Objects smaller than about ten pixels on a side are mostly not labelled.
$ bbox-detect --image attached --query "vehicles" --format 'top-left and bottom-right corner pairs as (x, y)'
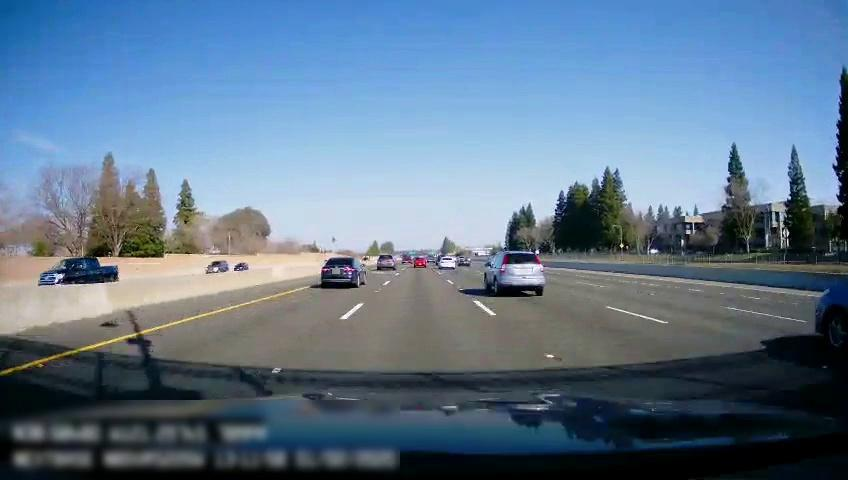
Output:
(435, 254), (445, 266)
(376, 254), (396, 271)
(483, 250), (546, 297)
(233, 261), (249, 272)
(37, 256), (119, 288)
(457, 257), (471, 267)
(401, 254), (413, 265)
(438, 256), (456, 270)
(320, 257), (367, 289)
(413, 257), (427, 268)
(205, 260), (230, 275)
(813, 278), (848, 349)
